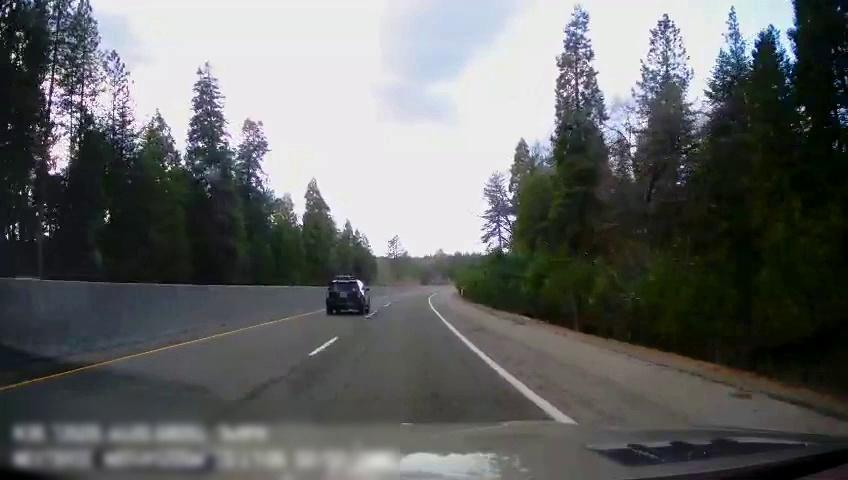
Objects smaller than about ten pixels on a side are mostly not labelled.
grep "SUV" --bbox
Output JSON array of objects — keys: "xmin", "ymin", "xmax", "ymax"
[{"xmin": 325, "ymin": 279, "xmax": 371, "ymax": 316}]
